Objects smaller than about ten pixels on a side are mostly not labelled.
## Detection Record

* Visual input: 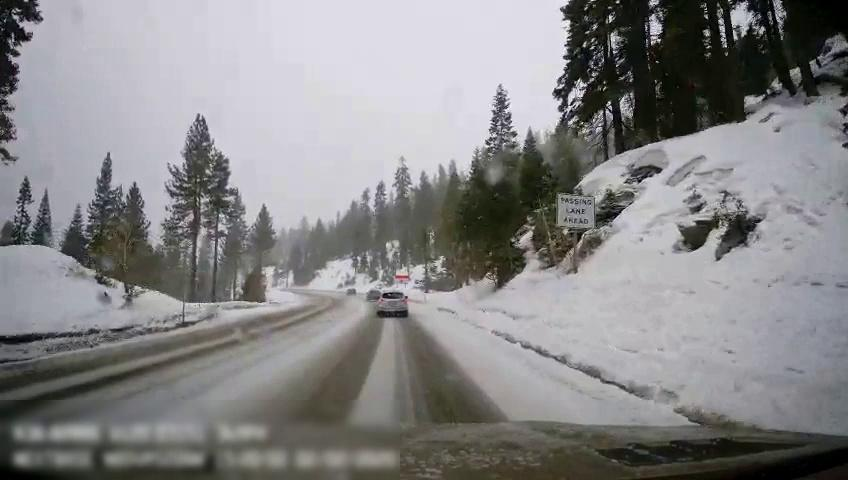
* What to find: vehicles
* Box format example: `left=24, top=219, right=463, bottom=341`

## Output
left=365, top=289, right=380, bottom=301
left=346, top=287, right=358, bottom=296
left=377, top=290, right=410, bottom=318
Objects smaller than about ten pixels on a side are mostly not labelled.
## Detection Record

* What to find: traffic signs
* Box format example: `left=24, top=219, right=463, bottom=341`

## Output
left=557, top=194, right=595, bottom=230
